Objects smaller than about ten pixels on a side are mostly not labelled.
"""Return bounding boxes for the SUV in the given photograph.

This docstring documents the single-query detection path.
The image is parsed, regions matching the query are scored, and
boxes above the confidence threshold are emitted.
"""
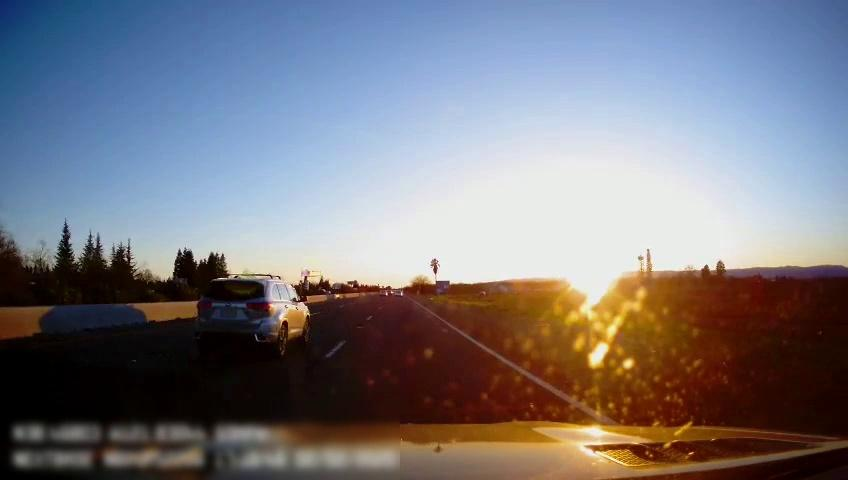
[195,273,311,362]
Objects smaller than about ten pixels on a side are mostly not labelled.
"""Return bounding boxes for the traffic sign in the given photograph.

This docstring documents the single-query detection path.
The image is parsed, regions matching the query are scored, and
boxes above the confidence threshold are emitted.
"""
[436,280,450,292]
